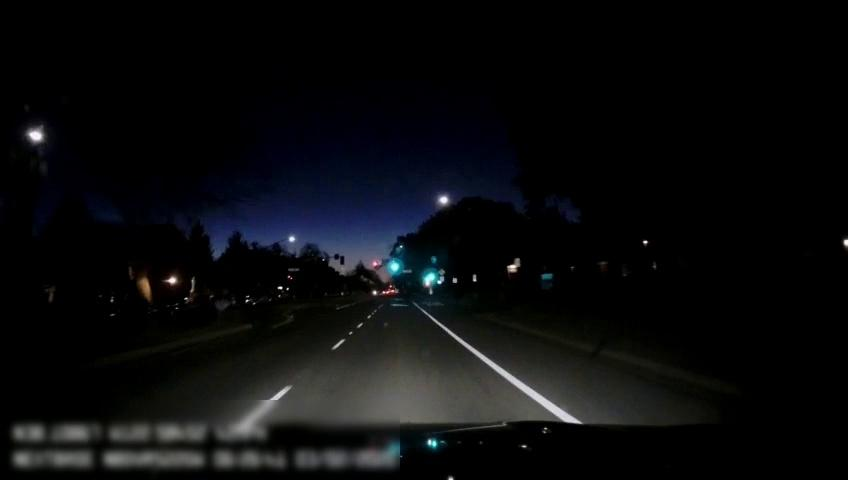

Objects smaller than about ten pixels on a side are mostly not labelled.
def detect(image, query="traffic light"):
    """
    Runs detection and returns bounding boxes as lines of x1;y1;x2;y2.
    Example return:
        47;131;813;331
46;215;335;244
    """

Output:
339;255;345;266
